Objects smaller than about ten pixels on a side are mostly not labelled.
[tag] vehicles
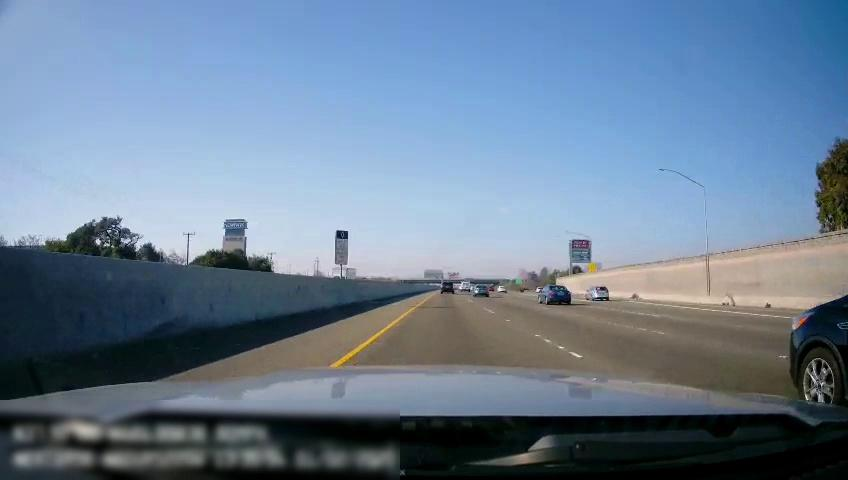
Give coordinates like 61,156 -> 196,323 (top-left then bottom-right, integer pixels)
440,280 -> 455,295
585,285 -> 609,301
496,285 -> 508,294
538,285 -> 572,305
460,282 -> 471,293
473,283 -> 490,297
786,293 -> 848,407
